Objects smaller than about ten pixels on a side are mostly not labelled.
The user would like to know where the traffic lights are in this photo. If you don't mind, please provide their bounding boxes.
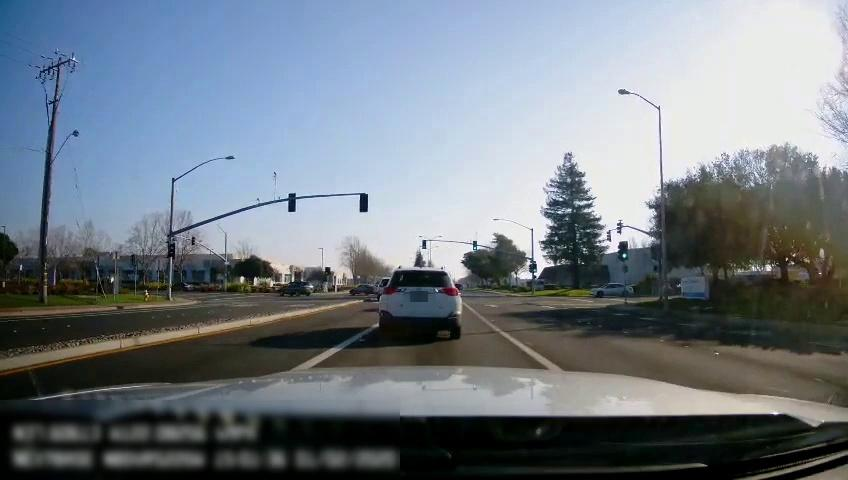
[421,239,427,250]
[604,228,612,243]
[471,239,478,251]
[615,219,623,236]
[358,192,370,214]
[170,242,176,258]
[287,192,296,213]
[618,240,630,262]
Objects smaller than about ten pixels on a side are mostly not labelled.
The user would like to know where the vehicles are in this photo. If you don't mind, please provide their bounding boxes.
[173,280,193,292]
[374,277,391,300]
[350,284,375,295]
[377,264,464,342]
[278,279,314,297]
[588,281,633,299]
